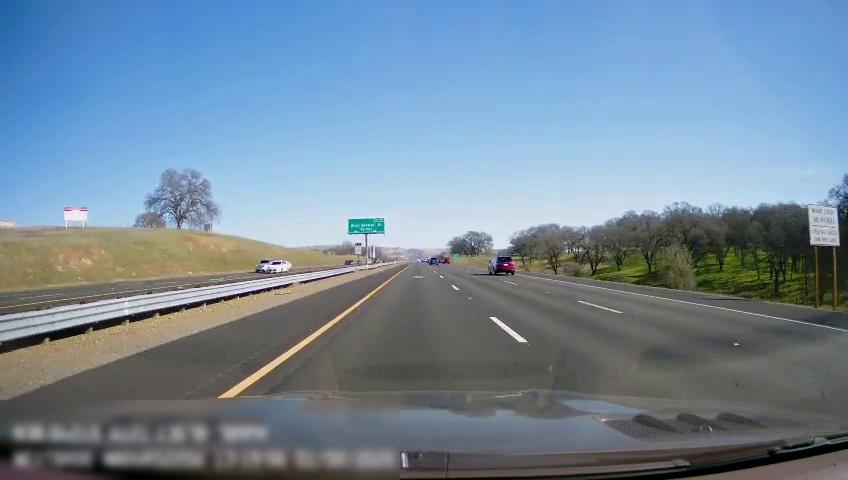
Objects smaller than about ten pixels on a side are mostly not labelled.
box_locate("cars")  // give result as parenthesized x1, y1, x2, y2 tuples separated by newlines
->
(266, 260, 289, 274)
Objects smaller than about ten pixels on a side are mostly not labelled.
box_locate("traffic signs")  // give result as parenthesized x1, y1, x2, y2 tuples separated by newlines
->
(347, 217, 384, 233)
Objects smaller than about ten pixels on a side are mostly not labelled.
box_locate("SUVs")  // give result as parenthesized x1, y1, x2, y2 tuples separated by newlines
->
(489, 255, 515, 276)
(255, 260, 274, 274)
